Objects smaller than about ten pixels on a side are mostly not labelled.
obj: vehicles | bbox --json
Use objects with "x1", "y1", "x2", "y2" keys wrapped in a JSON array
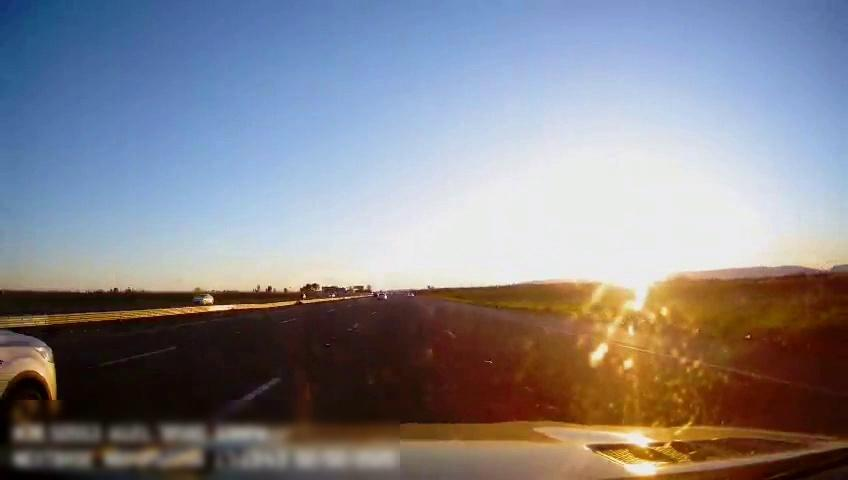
[
  {"x1": 0, "y1": 328, "x2": 58, "y2": 447},
  {"x1": 377, "y1": 293, "x2": 387, "y2": 300},
  {"x1": 192, "y1": 294, "x2": 215, "y2": 306}
]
